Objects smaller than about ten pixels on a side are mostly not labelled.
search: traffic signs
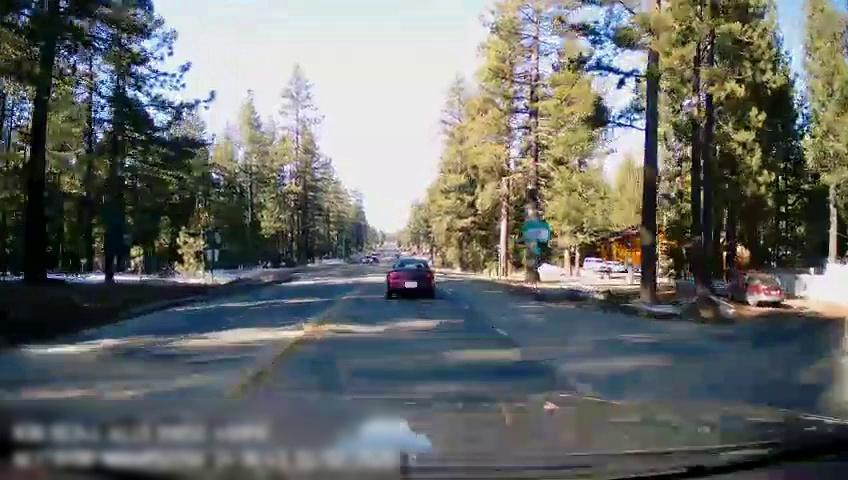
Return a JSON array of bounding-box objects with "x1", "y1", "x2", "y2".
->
[{"x1": 522, "y1": 222, "x2": 552, "y2": 244}]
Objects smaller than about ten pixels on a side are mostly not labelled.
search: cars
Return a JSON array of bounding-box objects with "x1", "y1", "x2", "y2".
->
[
  {"x1": 384, "y1": 256, "x2": 434, "y2": 300},
  {"x1": 742, "y1": 272, "x2": 784, "y2": 308}
]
